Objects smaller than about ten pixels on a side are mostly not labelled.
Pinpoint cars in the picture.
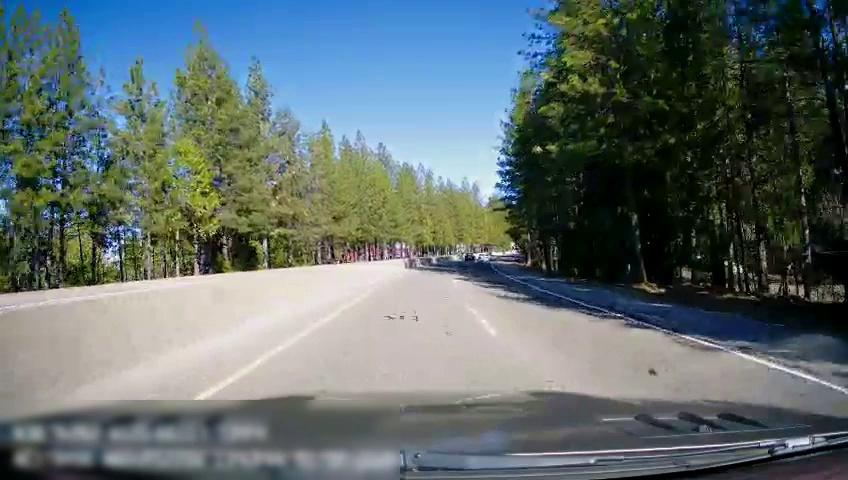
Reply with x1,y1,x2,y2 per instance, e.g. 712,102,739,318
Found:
476,253,490,264
464,252,476,262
